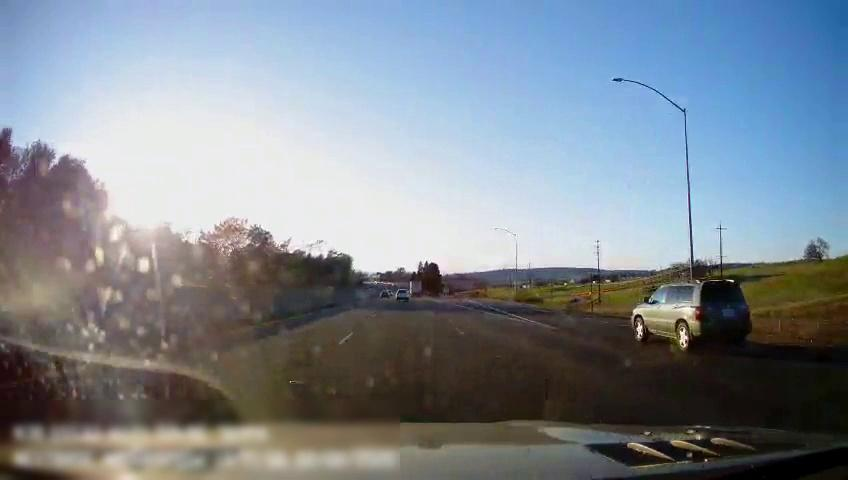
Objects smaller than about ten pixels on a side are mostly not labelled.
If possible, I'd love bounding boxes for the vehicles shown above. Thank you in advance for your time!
[409,281,422,297]
[395,288,409,300]
[631,281,752,353]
